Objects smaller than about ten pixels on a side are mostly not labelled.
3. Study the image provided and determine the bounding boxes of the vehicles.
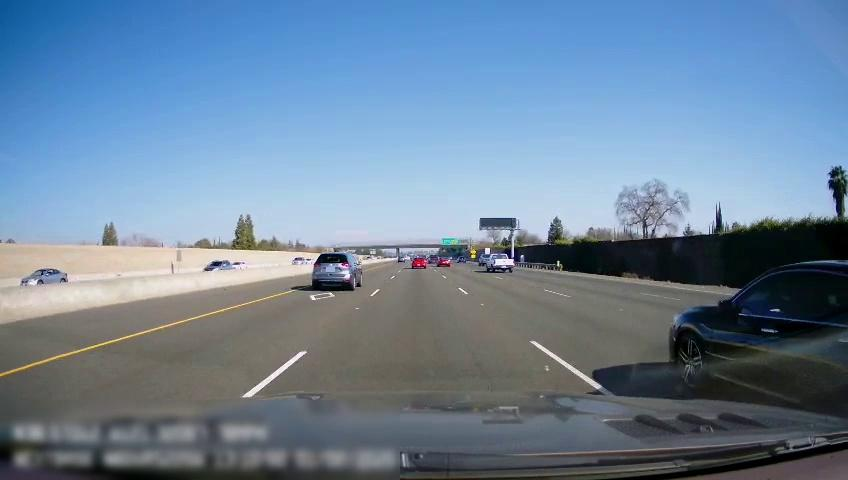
[666,259,848,419]
[436,255,452,267]
[479,254,490,266]
[310,252,364,292]
[307,258,314,264]
[232,261,247,270]
[396,255,407,264]
[456,256,468,264]
[291,256,308,265]
[410,255,429,270]
[202,259,234,273]
[485,252,515,273]
[17,267,68,288]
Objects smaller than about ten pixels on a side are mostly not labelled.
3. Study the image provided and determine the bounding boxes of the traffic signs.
[469,248,477,259]
[442,237,459,247]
